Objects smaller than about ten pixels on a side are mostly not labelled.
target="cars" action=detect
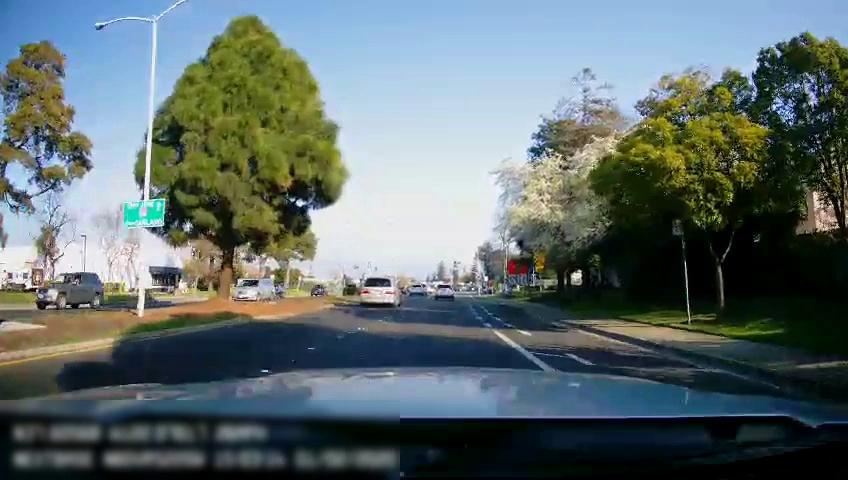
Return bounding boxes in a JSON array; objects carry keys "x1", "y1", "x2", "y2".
[{"x1": 270, "y1": 287, "x2": 286, "y2": 300}]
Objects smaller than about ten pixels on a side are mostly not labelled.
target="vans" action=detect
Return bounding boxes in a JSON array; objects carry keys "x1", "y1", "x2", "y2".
[
  {"x1": 359, "y1": 276, "x2": 402, "y2": 307},
  {"x1": 232, "y1": 278, "x2": 274, "y2": 301}
]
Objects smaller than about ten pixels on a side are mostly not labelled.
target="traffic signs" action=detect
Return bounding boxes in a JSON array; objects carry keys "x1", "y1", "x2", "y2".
[
  {"x1": 119, "y1": 197, "x2": 167, "y2": 228},
  {"x1": 534, "y1": 263, "x2": 545, "y2": 273},
  {"x1": 534, "y1": 254, "x2": 545, "y2": 264}
]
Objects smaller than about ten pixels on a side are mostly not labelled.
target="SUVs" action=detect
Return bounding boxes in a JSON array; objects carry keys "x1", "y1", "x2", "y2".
[
  {"x1": 310, "y1": 284, "x2": 329, "y2": 297},
  {"x1": 434, "y1": 283, "x2": 454, "y2": 301},
  {"x1": 34, "y1": 272, "x2": 104, "y2": 311},
  {"x1": 409, "y1": 283, "x2": 426, "y2": 296}
]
